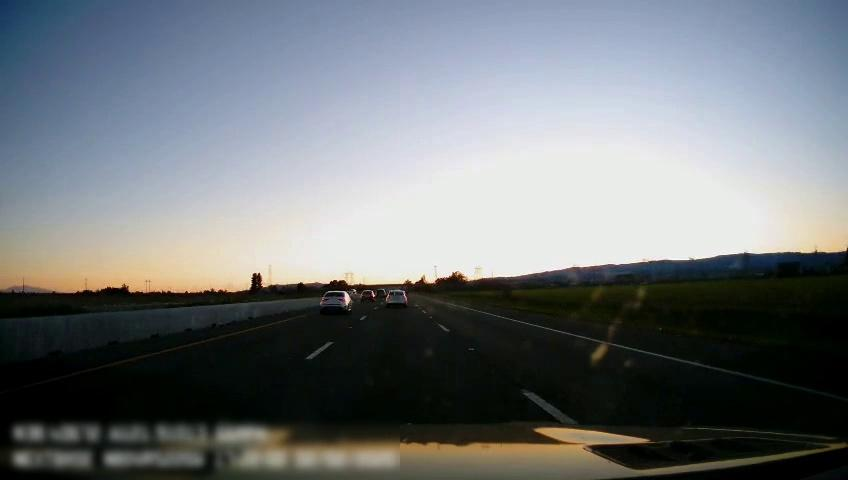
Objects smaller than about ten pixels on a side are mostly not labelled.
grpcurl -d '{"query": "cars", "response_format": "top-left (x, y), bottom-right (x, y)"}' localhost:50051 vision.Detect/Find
top-left (319, 289), bottom-right (354, 316)
top-left (384, 290), bottom-right (408, 307)
top-left (359, 290), bottom-right (376, 304)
